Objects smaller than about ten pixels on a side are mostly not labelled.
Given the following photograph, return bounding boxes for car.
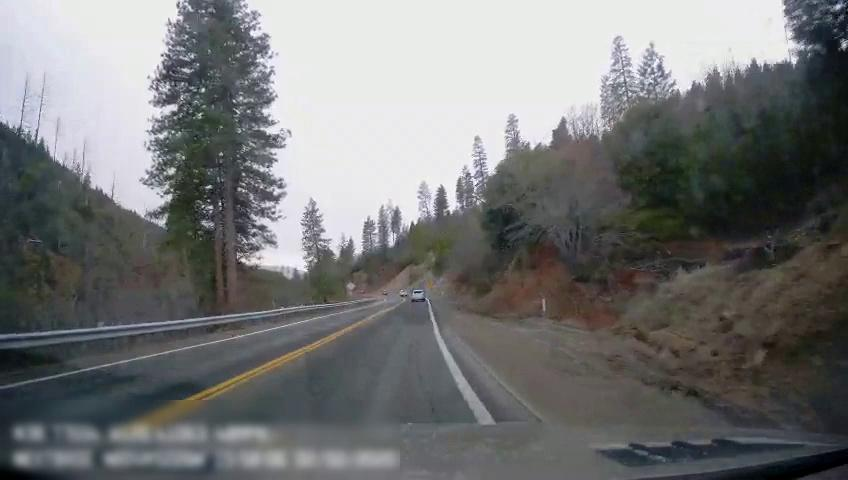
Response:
[411,289,426,303]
